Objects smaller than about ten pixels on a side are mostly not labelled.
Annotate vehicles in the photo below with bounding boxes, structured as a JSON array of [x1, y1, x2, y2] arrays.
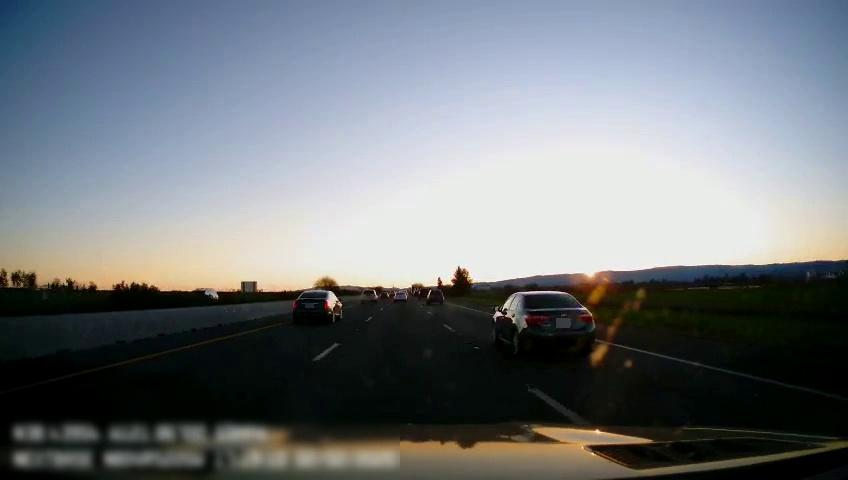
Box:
[[393, 291, 407, 302], [489, 291, 596, 357], [410, 284, 419, 296], [379, 291, 389, 300], [189, 287, 220, 303], [360, 288, 379, 305], [426, 288, 445, 306], [292, 289, 344, 325], [417, 288, 429, 300]]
